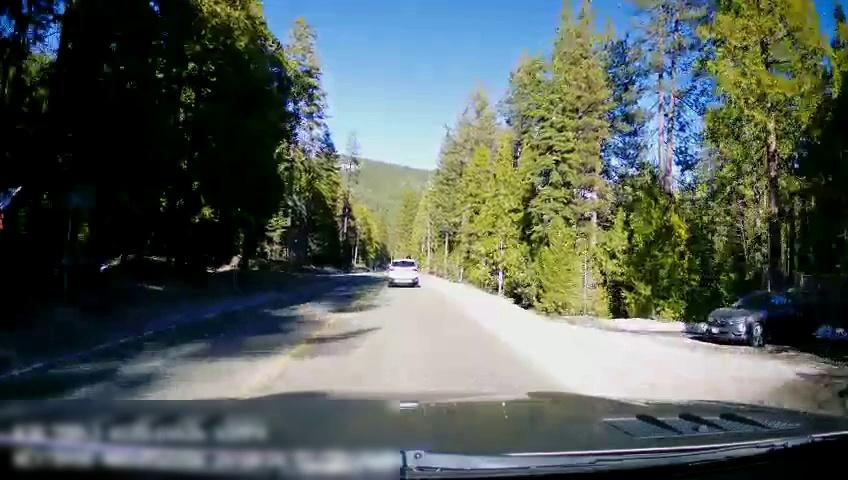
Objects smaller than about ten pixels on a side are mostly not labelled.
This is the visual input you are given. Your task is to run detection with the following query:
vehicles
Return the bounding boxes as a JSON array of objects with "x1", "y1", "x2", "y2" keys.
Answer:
[
  {"x1": 802, "y1": 298, "x2": 848, "y2": 356},
  {"x1": 703, "y1": 289, "x2": 830, "y2": 348},
  {"x1": 387, "y1": 259, "x2": 419, "y2": 288}
]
